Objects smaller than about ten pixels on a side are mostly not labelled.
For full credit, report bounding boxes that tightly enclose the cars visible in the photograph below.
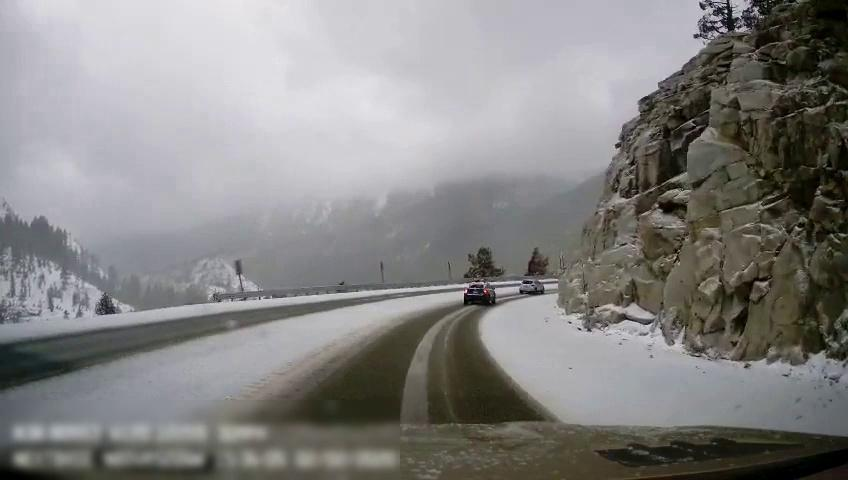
[463,279,496,306]
[519,279,545,295]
